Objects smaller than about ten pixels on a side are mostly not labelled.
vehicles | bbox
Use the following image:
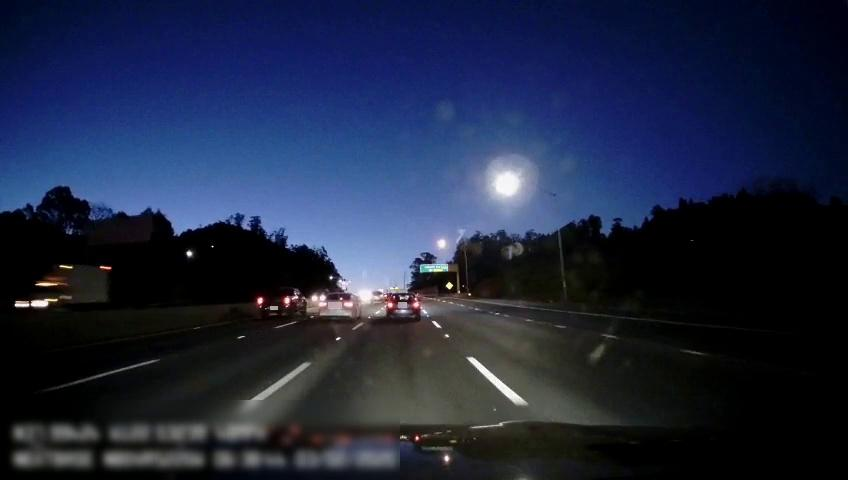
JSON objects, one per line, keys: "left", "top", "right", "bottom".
{"left": 385, "top": 293, "right": 421, "bottom": 320}
{"left": 257, "top": 287, "right": 307, "bottom": 319}
{"left": 12, "top": 264, "right": 112, "bottom": 313}
{"left": 318, "top": 292, "right": 363, "bottom": 322}
{"left": 311, "top": 291, "right": 327, "bottom": 301}
{"left": 370, "top": 291, "right": 385, "bottom": 304}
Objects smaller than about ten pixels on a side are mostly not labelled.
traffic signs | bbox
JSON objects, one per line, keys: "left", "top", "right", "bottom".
{"left": 420, "top": 263, "right": 448, "bottom": 273}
